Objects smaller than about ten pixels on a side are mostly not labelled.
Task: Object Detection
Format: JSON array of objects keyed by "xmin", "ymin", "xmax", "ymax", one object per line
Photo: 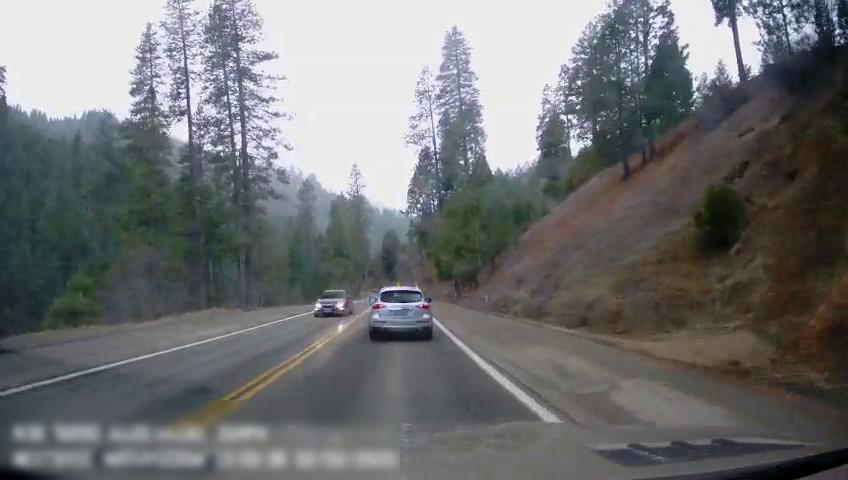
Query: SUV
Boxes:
[{"xmin": 370, "ymin": 286, "xmax": 433, "ymax": 340}]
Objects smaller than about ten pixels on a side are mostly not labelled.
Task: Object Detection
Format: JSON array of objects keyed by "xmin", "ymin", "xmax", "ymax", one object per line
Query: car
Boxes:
[{"xmin": 314, "ymin": 289, "xmax": 353, "ymax": 317}]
